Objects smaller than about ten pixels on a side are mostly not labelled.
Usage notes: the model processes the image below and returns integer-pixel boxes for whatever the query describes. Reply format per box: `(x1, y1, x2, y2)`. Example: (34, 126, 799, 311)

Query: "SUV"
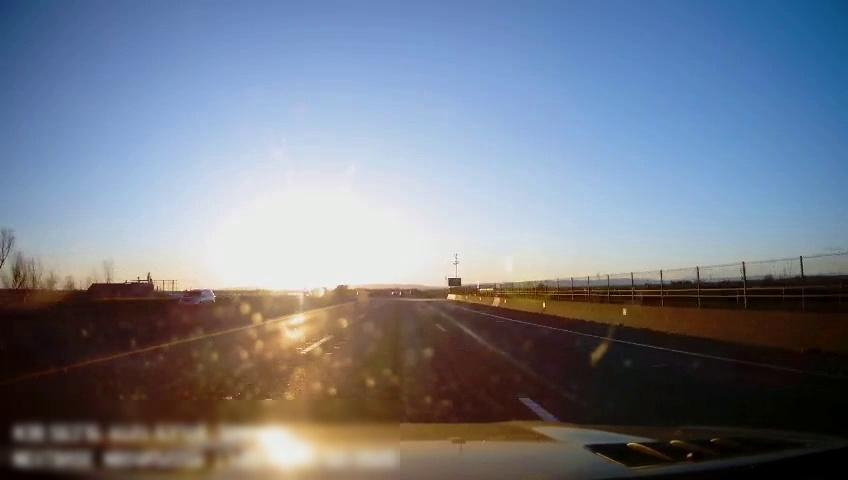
(177, 289, 217, 307)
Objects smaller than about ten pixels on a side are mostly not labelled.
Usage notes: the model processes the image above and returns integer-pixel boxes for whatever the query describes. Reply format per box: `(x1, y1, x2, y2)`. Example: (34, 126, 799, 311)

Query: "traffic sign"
(448, 277, 462, 287)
